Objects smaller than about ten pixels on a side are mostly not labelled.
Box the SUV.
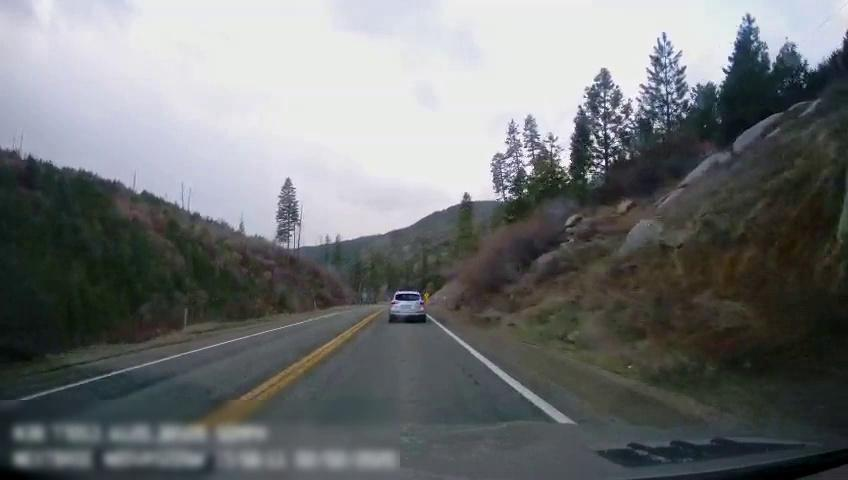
[388,291,426,323]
